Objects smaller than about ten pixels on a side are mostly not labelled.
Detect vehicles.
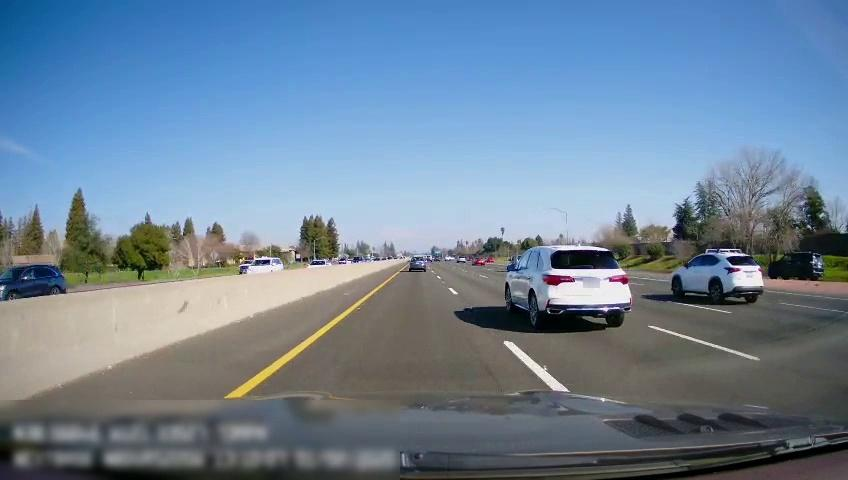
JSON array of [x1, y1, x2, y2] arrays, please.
[[348, 256, 362, 265], [303, 259, 333, 270], [338, 258, 348, 264], [505, 255, 520, 264], [671, 252, 764, 306], [238, 259, 254, 275], [407, 255, 429, 273], [503, 245, 633, 331], [470, 255, 486, 267], [246, 257, 285, 273], [0, 264, 67, 301], [767, 251, 825, 282]]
